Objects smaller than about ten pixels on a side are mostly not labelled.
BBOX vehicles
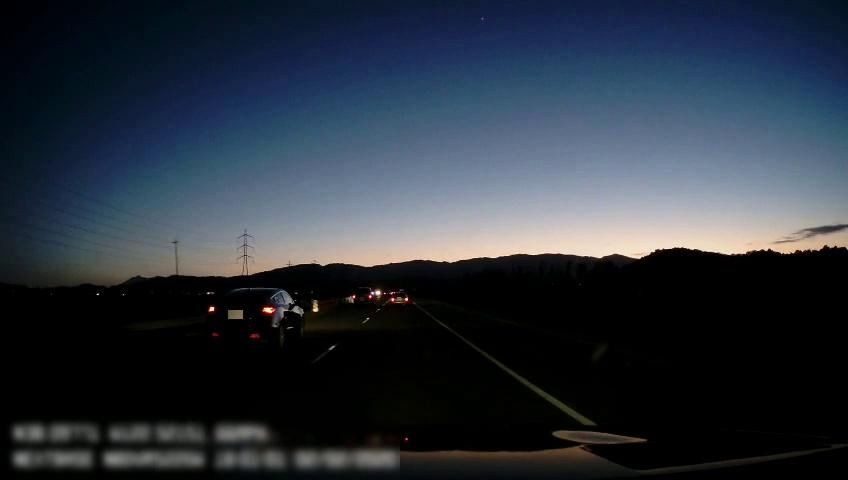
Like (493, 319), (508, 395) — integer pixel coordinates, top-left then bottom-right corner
(389, 289), (408, 305)
(206, 287), (310, 358)
(353, 288), (375, 305)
